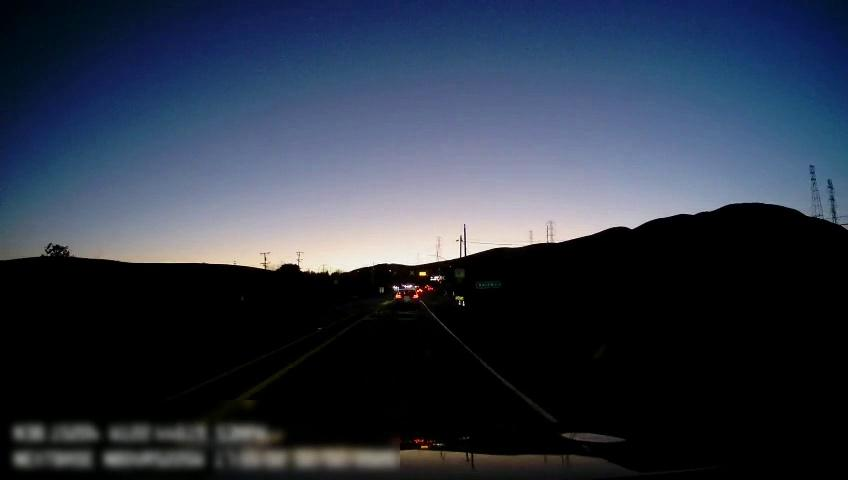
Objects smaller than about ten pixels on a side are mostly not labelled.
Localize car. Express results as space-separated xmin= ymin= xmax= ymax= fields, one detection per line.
xmin=395 ymin=288 xmax=419 ymax=306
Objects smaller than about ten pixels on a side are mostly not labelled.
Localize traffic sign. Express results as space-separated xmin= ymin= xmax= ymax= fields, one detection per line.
xmin=475 ymin=282 xmax=501 ymax=290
